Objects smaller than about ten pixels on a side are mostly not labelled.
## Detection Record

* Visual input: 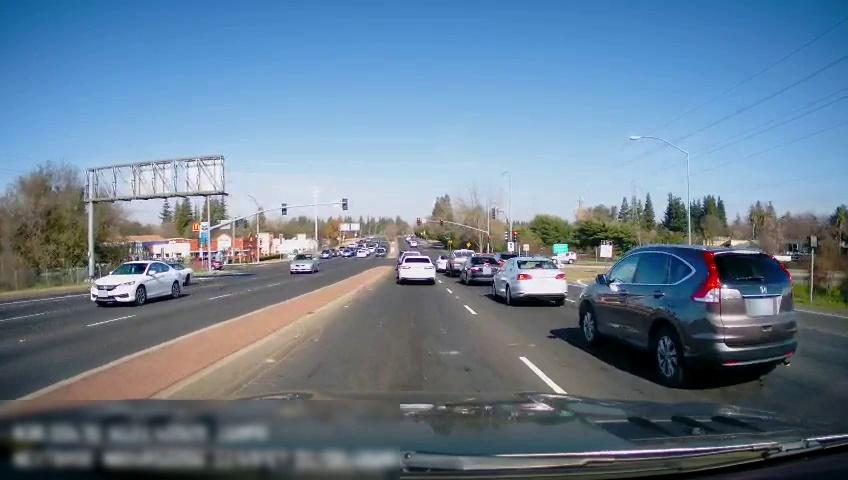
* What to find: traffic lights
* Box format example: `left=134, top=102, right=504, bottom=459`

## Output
left=416, top=218, right=422, bottom=229
left=512, top=230, right=518, bottom=243
left=503, top=231, right=510, bottom=243
left=281, top=203, right=287, bottom=215
left=342, top=198, right=349, bottom=211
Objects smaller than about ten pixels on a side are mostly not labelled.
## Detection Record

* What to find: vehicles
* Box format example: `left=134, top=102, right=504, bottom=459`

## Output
left=446, top=250, right=474, bottom=276
left=399, top=250, right=421, bottom=264
left=319, top=249, right=332, bottom=260
left=167, top=263, right=194, bottom=286
left=290, top=254, right=320, bottom=275
left=575, top=244, right=802, bottom=387
left=90, top=261, right=181, bottom=307
left=399, top=255, right=437, bottom=286
left=436, top=254, right=449, bottom=272
left=550, top=251, right=577, bottom=264
left=188, top=256, right=223, bottom=271
left=375, top=248, right=385, bottom=257
left=494, top=252, right=519, bottom=263
left=460, top=255, right=500, bottom=286
left=491, top=256, right=568, bottom=310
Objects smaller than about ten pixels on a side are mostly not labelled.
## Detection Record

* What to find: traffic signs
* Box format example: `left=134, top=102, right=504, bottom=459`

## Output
left=552, top=244, right=568, bottom=254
